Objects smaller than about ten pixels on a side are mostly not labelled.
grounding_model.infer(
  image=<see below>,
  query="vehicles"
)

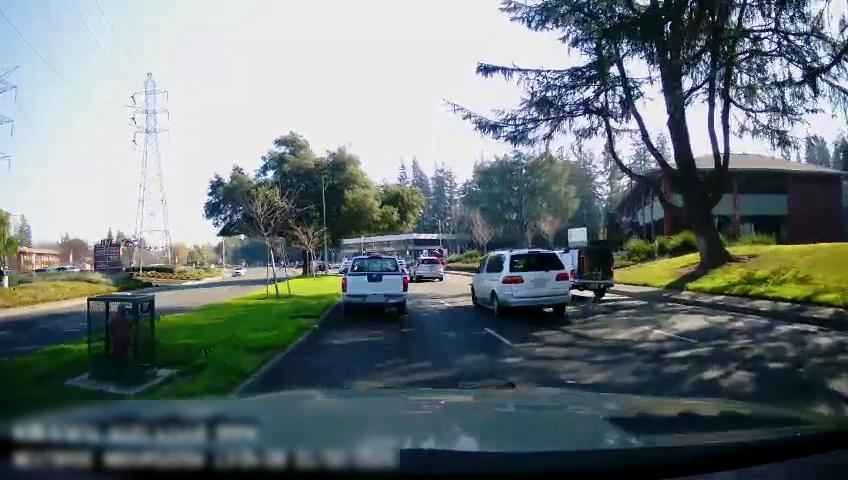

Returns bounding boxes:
[231,265,248,277]
[338,252,410,317]
[408,254,446,282]
[559,245,617,300]
[470,248,573,317]
[337,259,352,275]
